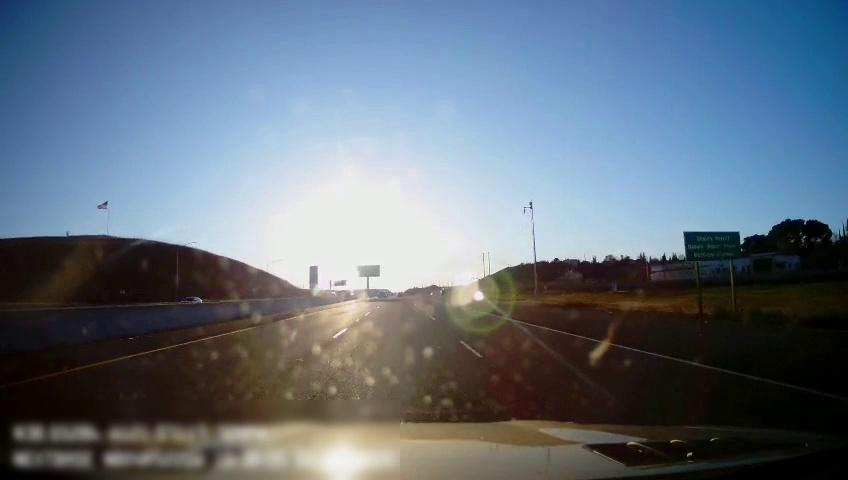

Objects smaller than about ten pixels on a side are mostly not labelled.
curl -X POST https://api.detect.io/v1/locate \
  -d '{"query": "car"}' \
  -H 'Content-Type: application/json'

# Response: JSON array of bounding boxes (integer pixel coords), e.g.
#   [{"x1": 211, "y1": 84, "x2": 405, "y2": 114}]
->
[{"x1": 180, "y1": 297, "x2": 203, "y2": 304}]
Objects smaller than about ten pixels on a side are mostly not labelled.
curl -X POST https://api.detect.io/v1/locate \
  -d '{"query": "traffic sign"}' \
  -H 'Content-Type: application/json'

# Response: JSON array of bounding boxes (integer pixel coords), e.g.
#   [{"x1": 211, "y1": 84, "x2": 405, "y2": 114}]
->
[{"x1": 683, "y1": 231, "x2": 741, "y2": 259}]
